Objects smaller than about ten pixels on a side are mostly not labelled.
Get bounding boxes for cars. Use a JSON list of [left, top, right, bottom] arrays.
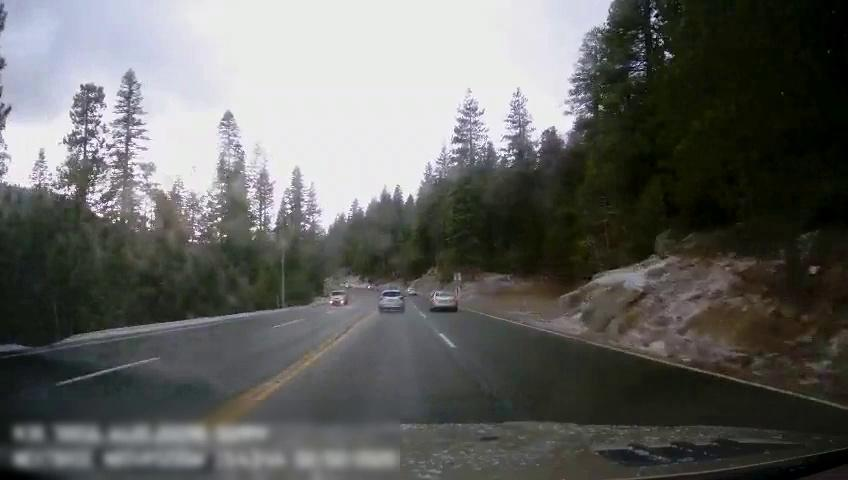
[[430, 290, 458, 312]]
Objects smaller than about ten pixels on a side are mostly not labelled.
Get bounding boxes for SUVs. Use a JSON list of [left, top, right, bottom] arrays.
[[329, 290, 348, 306], [379, 289, 406, 313]]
